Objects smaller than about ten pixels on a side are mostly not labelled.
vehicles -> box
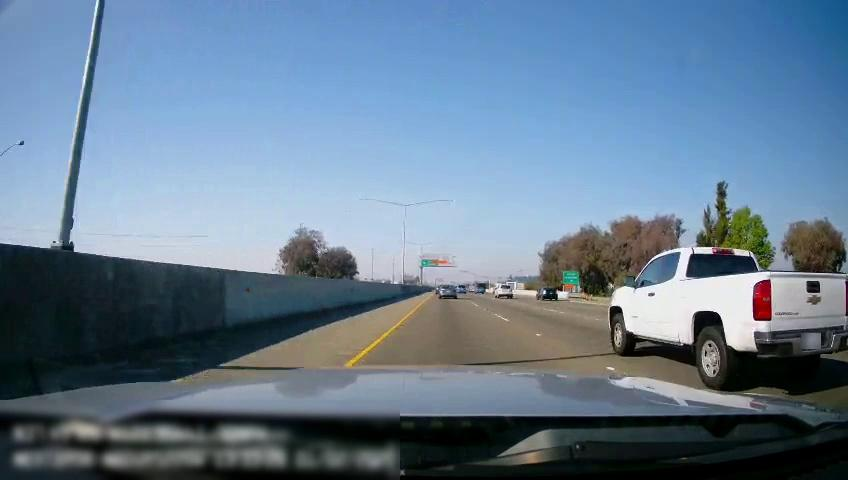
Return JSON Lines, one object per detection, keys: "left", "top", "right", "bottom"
{"left": 437, "top": 283, "right": 458, "bottom": 300}
{"left": 494, "top": 285, "right": 513, "bottom": 298}
{"left": 477, "top": 283, "right": 487, "bottom": 294}
{"left": 608, "top": 246, "right": 848, "bottom": 391}
{"left": 536, "top": 288, "right": 559, "bottom": 300}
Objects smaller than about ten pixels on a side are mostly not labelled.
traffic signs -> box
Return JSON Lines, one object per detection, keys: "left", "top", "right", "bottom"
{"left": 562, "top": 270, "right": 580, "bottom": 285}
